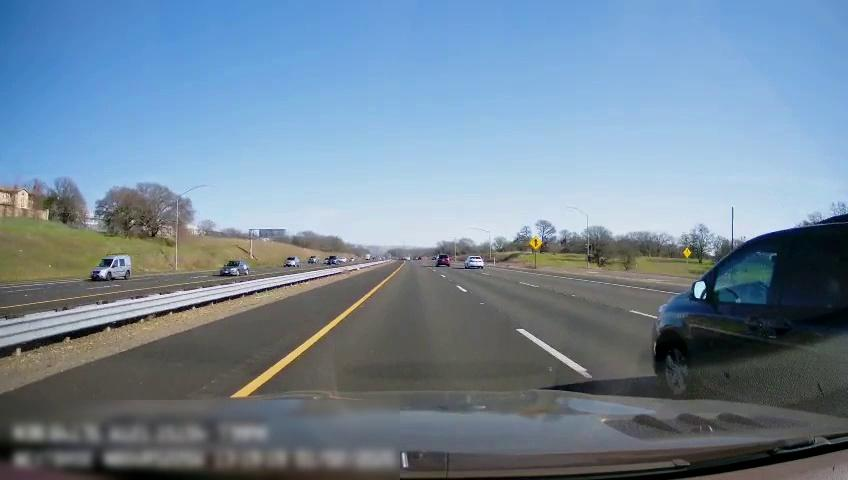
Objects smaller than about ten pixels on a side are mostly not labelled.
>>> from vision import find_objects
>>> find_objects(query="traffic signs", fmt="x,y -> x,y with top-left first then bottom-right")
530,235 -> 543,251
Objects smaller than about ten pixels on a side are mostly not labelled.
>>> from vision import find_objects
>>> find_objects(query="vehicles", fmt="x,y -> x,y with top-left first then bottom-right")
650,220 -> 848,415
326,255 -> 340,265
284,256 -> 300,268
219,260 -> 250,277
88,255 -> 132,282
435,255 -> 450,268
307,255 -> 321,264
464,255 -> 484,269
